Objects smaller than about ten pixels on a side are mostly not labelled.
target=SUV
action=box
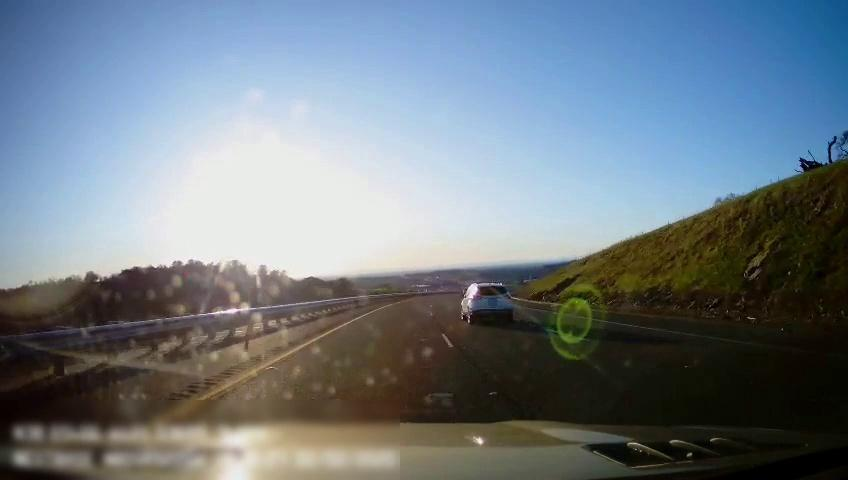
[460,283,513,325]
